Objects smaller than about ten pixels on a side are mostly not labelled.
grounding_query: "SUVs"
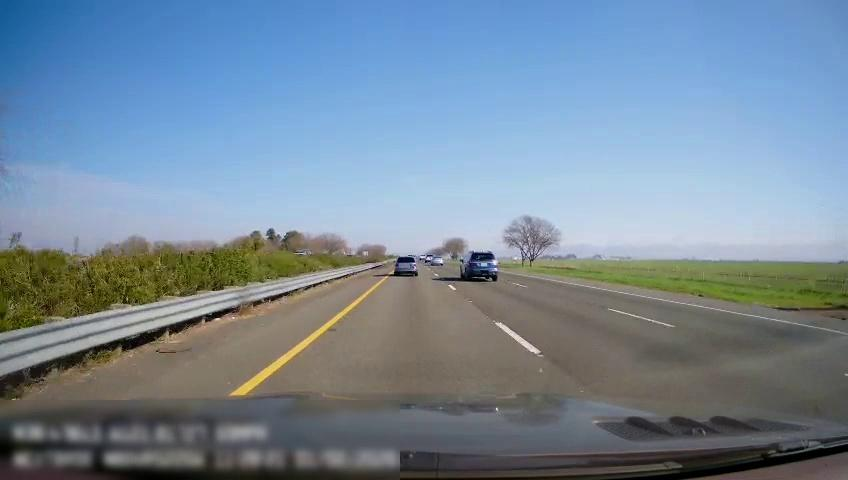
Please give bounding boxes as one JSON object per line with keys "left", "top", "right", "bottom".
{"left": 458, "top": 250, "right": 499, "bottom": 283}
{"left": 392, "top": 255, "right": 419, "bottom": 277}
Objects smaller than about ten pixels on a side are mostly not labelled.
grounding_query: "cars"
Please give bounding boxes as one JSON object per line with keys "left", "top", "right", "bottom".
{"left": 428, "top": 255, "right": 445, "bottom": 267}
